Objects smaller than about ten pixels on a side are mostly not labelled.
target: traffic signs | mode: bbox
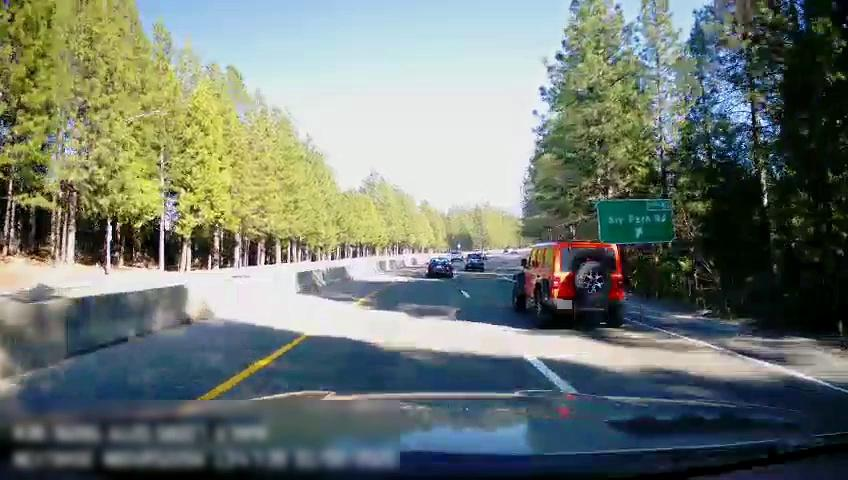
[597,196,676,245]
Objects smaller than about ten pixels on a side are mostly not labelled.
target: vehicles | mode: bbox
[465,254,484,271]
[450,252,463,262]
[511,240,626,328]
[426,256,455,280]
